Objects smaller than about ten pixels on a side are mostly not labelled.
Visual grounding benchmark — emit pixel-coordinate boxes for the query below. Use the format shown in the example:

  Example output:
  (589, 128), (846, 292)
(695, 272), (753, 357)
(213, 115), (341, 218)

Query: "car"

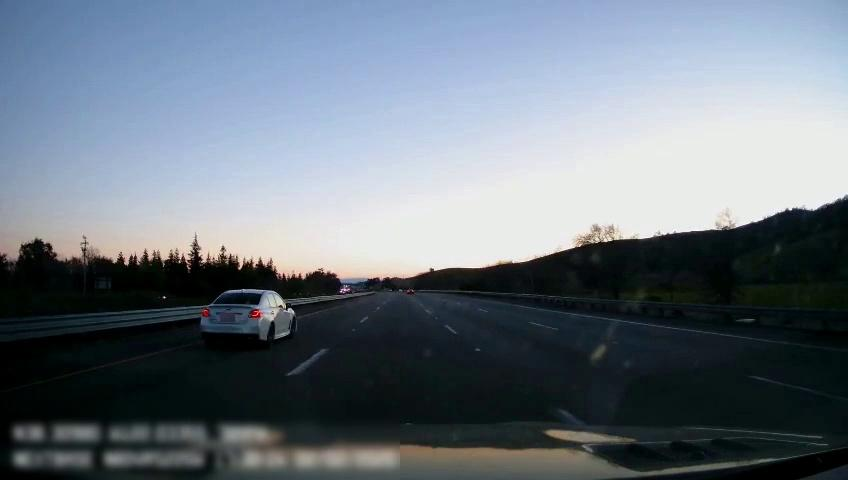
(199, 289), (296, 351)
